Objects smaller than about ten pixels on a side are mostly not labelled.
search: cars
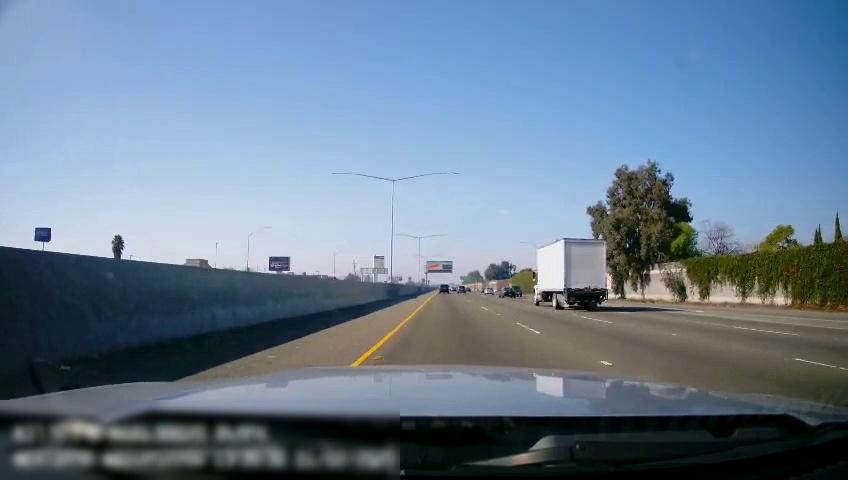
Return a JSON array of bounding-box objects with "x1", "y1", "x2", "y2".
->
[{"x1": 498, "y1": 287, "x2": 516, "y2": 298}]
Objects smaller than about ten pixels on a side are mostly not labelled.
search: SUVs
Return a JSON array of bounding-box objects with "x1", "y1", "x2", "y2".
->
[{"x1": 438, "y1": 284, "x2": 450, "y2": 294}]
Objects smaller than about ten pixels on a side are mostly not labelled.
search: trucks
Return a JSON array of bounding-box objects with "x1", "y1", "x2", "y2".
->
[
  {"x1": 512, "y1": 286, "x2": 522, "y2": 297},
  {"x1": 532, "y1": 238, "x2": 608, "y2": 310}
]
